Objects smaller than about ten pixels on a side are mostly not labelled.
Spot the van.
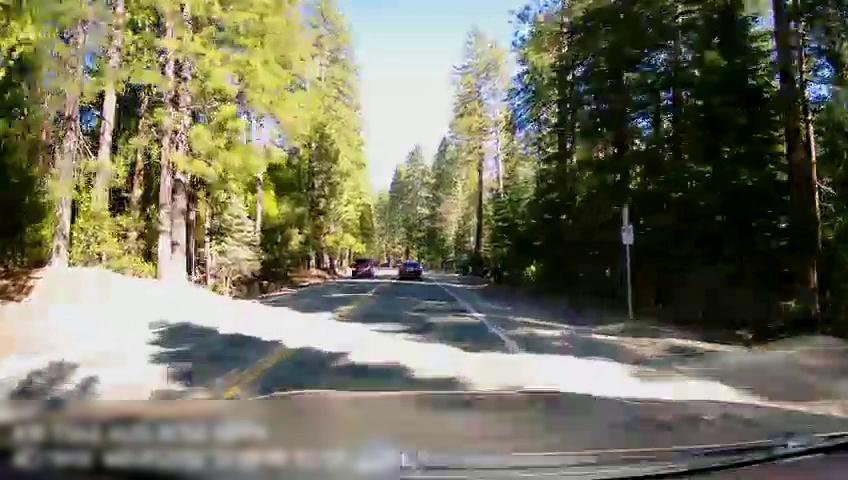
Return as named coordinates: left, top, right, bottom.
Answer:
left=350, top=258, right=375, bottom=280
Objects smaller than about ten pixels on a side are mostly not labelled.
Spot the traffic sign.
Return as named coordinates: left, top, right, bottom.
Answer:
left=621, top=223, right=634, bottom=245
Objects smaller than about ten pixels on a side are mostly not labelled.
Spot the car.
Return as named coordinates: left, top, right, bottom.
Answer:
left=398, top=262, right=423, bottom=280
